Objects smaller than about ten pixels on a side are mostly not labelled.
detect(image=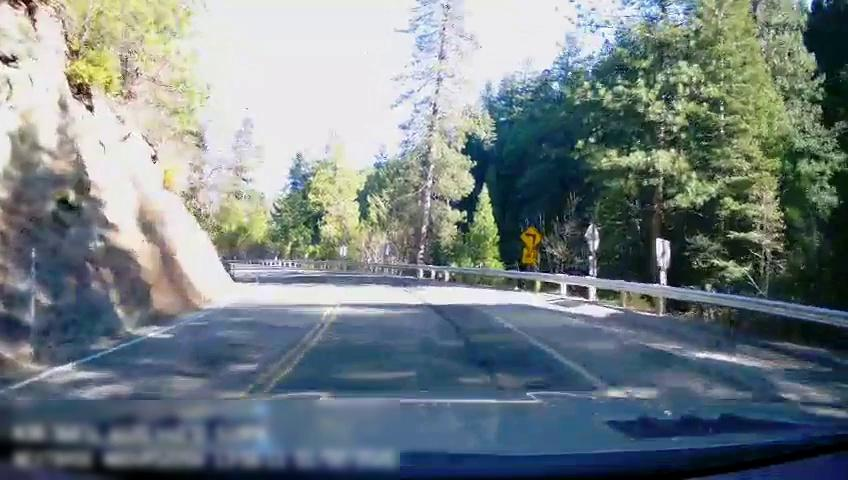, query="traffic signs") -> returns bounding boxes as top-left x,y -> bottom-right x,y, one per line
520,224 -> 544,248
523,248 -> 541,264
